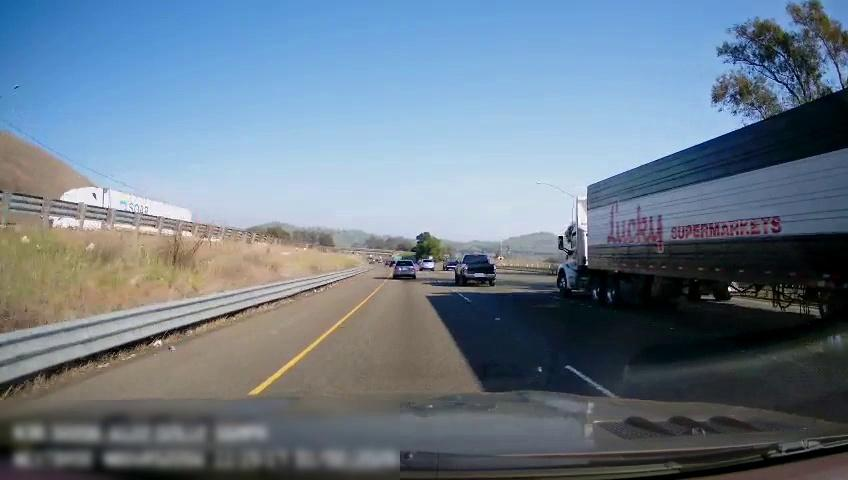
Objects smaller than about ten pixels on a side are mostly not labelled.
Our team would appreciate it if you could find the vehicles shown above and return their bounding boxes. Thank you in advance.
[454,254,497,287]
[201,234,224,242]
[393,259,417,280]
[418,258,435,272]
[555,86,848,333]
[442,257,459,272]
[48,185,194,239]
